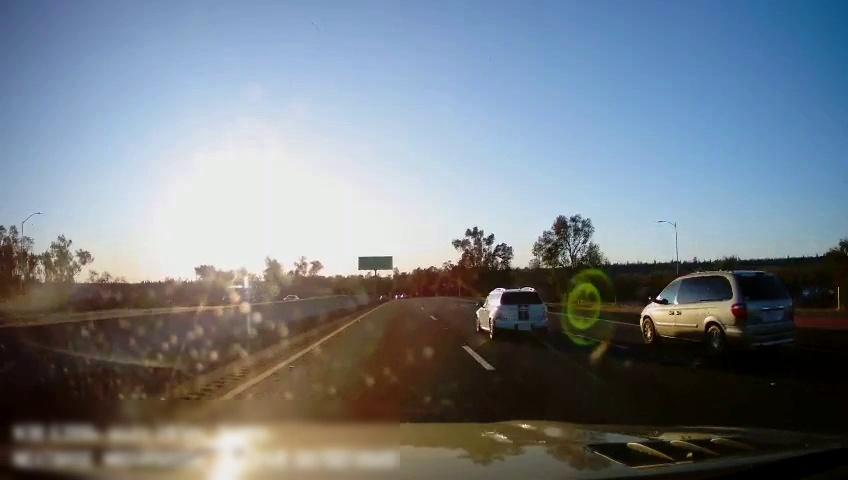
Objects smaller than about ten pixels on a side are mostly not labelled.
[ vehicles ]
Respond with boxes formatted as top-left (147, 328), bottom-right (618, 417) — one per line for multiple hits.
top-left (282, 294), bottom-right (300, 302)
top-left (221, 284), bottom-right (257, 306)
top-left (476, 288), bottom-right (548, 344)
top-left (639, 271), bottom-right (795, 368)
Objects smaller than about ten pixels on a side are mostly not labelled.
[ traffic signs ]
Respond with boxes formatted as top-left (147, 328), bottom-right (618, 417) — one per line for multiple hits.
top-left (357, 256), bottom-right (394, 272)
